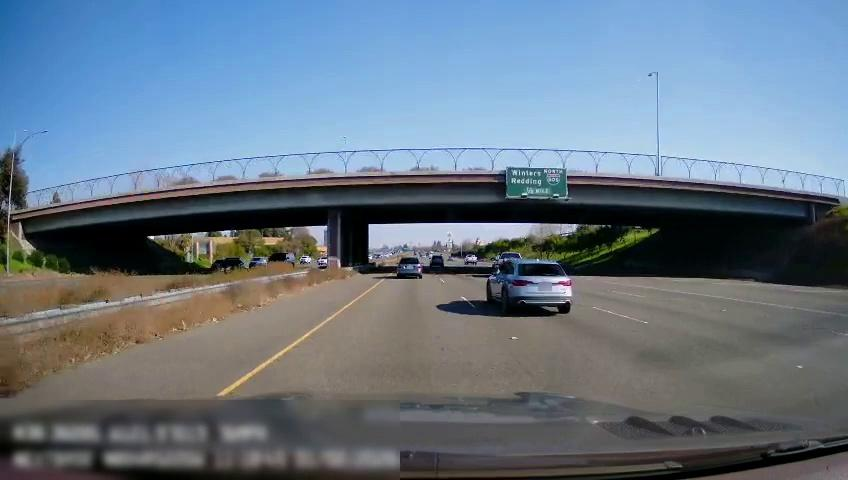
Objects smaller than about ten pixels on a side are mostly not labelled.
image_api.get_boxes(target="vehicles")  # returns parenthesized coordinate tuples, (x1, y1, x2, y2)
(217, 258, 246, 275)
(429, 255, 445, 268)
(248, 256, 268, 270)
(491, 252, 521, 271)
(210, 260, 224, 274)
(266, 253, 296, 272)
(396, 255, 423, 278)
(486, 258, 573, 316)
(317, 255, 328, 265)
(464, 254, 477, 265)
(299, 255, 312, 264)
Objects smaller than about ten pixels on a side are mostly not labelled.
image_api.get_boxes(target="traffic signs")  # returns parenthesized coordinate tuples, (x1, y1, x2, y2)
(506, 166, 568, 200)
